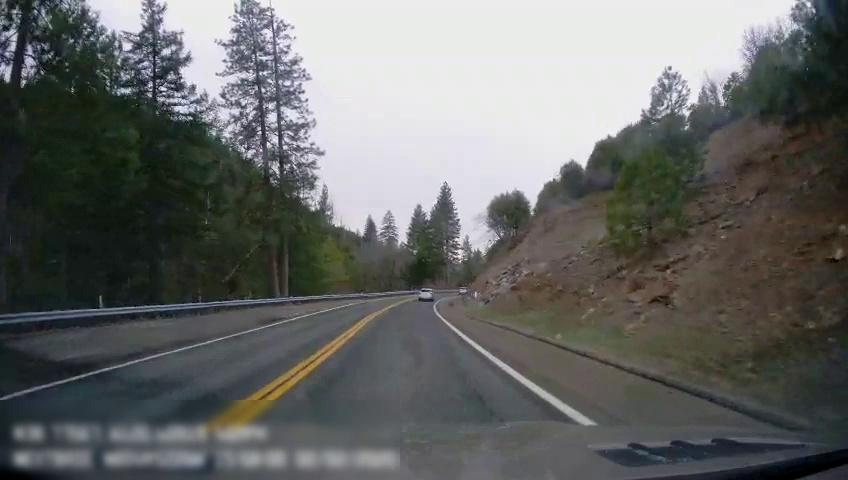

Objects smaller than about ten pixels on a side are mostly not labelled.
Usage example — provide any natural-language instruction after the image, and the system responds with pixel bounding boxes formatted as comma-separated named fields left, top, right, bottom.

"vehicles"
left=458, top=286, right=468, bottom=295
left=418, top=288, right=434, bottom=302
